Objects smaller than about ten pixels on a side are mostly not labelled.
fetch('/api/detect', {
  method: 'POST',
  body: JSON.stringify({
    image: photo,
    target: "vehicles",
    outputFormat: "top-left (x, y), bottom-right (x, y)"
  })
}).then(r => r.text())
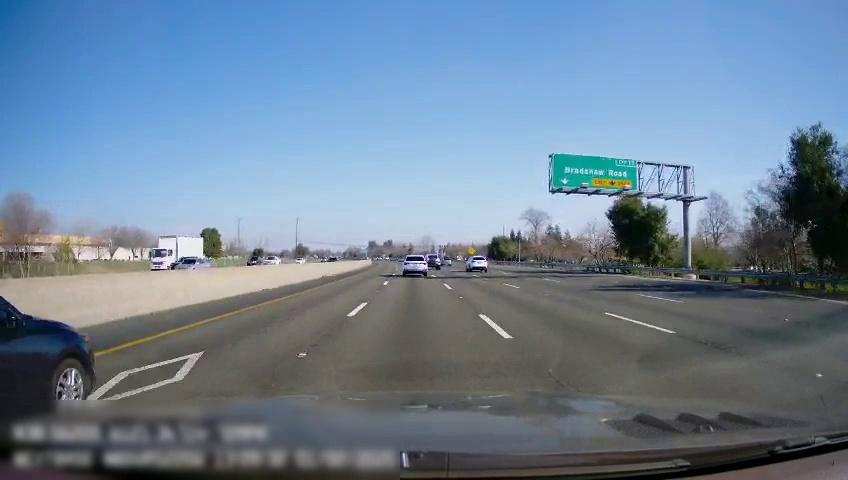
top-left (263, 255), bottom-right (282, 265)
top-left (170, 256), bottom-right (208, 272)
top-left (465, 255), bottom-right (488, 273)
top-left (246, 256), bottom-right (263, 266)
top-left (427, 253), bottom-right (442, 271)
top-left (401, 254), bottom-right (430, 277)
top-left (149, 237), bottom-right (204, 271)
top-left (294, 257), bottom-right (307, 265)
top-left (0, 293), bottom-right (96, 416)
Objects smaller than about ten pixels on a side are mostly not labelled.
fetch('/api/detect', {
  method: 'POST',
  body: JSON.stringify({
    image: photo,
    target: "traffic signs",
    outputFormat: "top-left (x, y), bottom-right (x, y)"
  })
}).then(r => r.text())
top-left (551, 151), bottom-right (639, 192)
top-left (466, 248), bottom-right (477, 256)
